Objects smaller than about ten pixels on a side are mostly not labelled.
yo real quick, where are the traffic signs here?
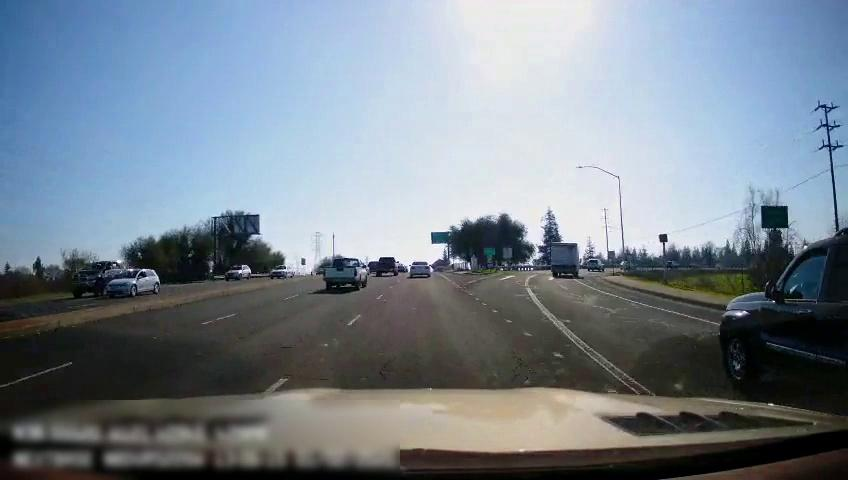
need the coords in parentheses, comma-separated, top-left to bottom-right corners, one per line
(430, 231, 450, 245)
(483, 247, 496, 257)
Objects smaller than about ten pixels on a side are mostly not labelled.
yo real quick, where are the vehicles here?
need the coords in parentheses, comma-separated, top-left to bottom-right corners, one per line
(586, 258, 605, 272)
(409, 260, 430, 278)
(325, 257, 368, 293)
(103, 269, 161, 297)
(71, 261, 124, 298)
(269, 264, 294, 279)
(375, 256, 398, 278)
(719, 233, 848, 389)
(368, 261, 377, 273)
(620, 261, 633, 270)
(551, 242, 580, 277)
(224, 264, 252, 281)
